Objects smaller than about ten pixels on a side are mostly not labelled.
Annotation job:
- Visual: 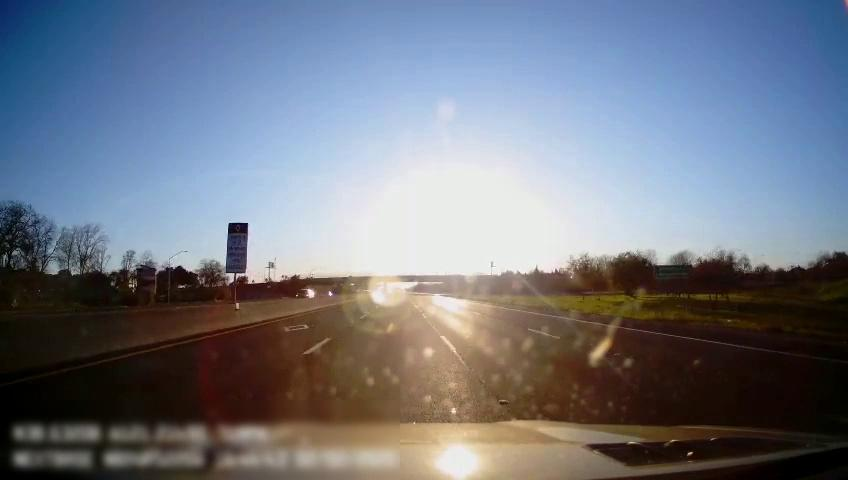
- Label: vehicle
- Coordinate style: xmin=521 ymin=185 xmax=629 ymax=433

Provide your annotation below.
xmin=296 ymin=289 xmax=315 ymax=300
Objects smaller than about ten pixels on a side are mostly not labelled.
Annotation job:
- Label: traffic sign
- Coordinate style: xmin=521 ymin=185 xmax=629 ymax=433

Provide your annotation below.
xmin=226 ymin=222 xmax=248 ymax=273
